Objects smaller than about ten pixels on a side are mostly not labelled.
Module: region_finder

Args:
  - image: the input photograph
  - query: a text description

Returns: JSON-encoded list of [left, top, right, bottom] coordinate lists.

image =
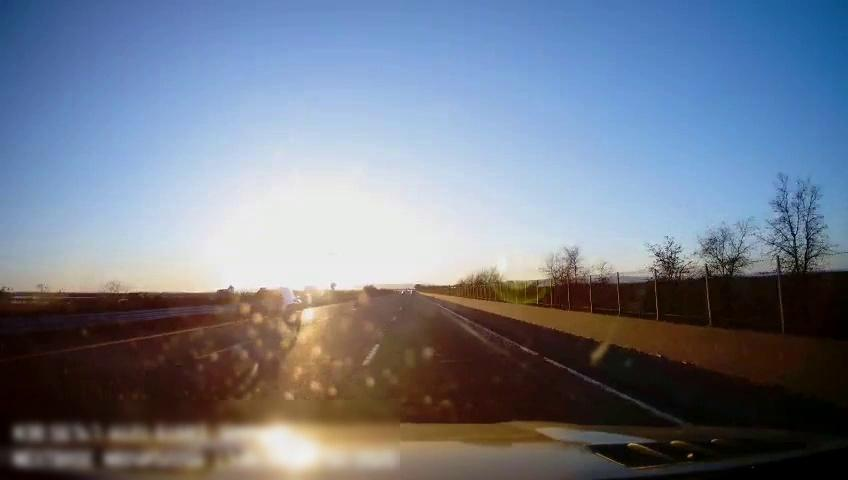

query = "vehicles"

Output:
[[249, 287, 302, 322], [117, 293, 145, 305], [212, 289, 235, 301]]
